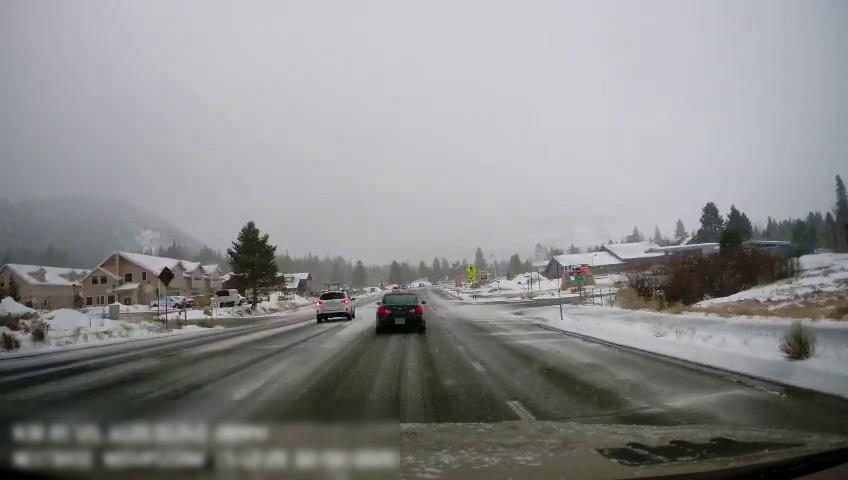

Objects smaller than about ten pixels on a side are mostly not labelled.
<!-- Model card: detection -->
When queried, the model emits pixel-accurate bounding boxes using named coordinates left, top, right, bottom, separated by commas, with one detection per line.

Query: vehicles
left=376, top=292, right=427, bottom=334
left=316, top=291, right=356, bottom=323
left=174, top=297, right=194, bottom=309
left=216, top=289, right=242, bottom=307
left=245, top=289, right=270, bottom=304
left=150, top=297, right=184, bottom=309
left=277, top=292, right=293, bottom=302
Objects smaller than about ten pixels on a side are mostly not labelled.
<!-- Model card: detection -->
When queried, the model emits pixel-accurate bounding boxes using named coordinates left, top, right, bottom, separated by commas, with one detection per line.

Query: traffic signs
left=466, top=265, right=477, bottom=275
